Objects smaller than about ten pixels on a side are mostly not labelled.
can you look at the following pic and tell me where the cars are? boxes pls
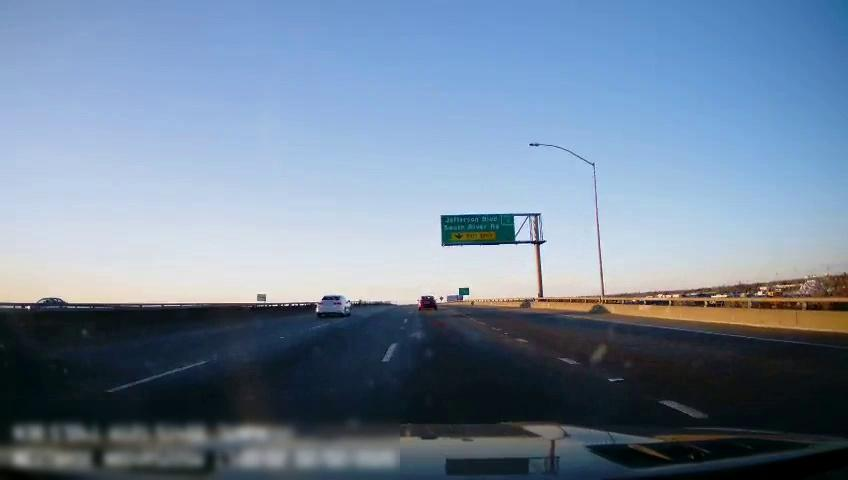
[315,293,352,318]
[417,295,438,311]
[30,297,68,310]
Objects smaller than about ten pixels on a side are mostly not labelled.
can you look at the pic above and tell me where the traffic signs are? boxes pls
[458,287,470,296]
[440,214,516,243]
